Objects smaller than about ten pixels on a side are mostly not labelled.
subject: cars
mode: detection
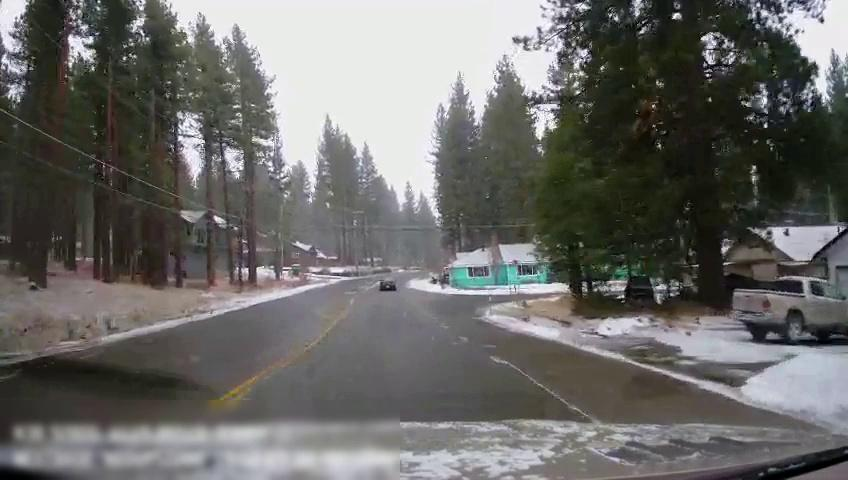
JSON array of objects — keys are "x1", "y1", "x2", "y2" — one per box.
[{"x1": 379, "y1": 280, "x2": 397, "y2": 292}]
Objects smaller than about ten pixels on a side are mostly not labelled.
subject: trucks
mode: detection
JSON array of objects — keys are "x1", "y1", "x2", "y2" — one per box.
[
  {"x1": 730, "y1": 275, "x2": 848, "y2": 345},
  {"x1": 624, "y1": 275, "x2": 655, "y2": 303}
]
